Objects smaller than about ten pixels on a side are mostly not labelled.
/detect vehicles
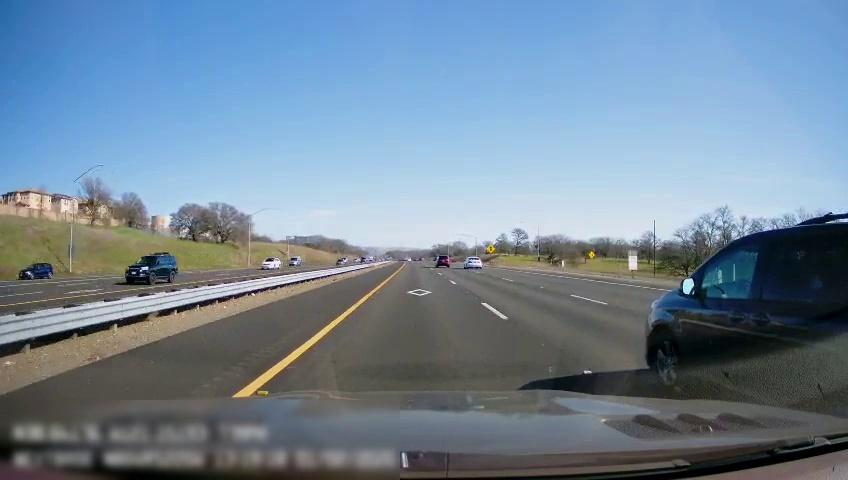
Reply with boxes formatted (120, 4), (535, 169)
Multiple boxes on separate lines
(260, 257), (282, 270)
(335, 257), (348, 265)
(463, 256), (482, 269)
(18, 263), (55, 280)
(642, 222), (848, 419)
(288, 256), (302, 267)
(435, 255), (450, 268)
(124, 255), (180, 286)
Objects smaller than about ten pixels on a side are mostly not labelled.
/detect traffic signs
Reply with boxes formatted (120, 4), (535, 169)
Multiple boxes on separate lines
(486, 242), (497, 254)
